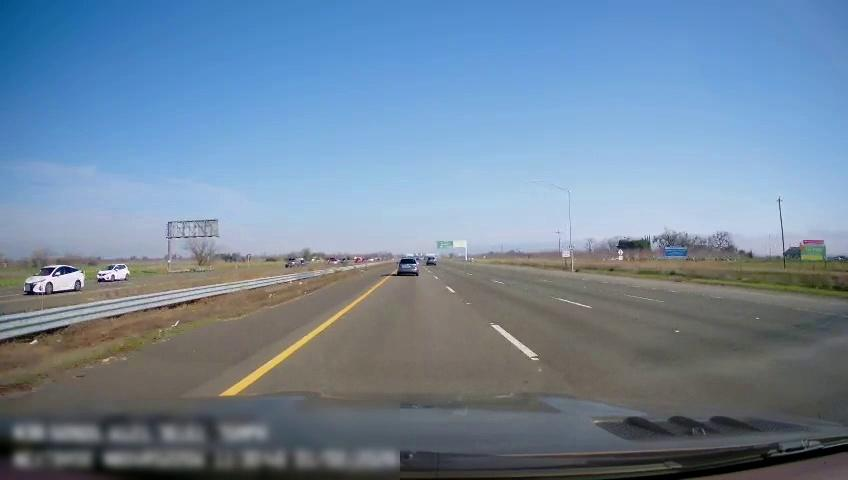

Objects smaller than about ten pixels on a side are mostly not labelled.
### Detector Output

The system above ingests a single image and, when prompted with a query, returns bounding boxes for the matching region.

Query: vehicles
[285,258,300,269]
[426,257,436,266]
[23,264,85,295]
[397,257,418,275]
[96,263,130,282]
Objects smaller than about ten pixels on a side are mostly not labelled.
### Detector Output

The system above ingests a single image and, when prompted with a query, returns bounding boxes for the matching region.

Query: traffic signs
[438,240,454,247]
